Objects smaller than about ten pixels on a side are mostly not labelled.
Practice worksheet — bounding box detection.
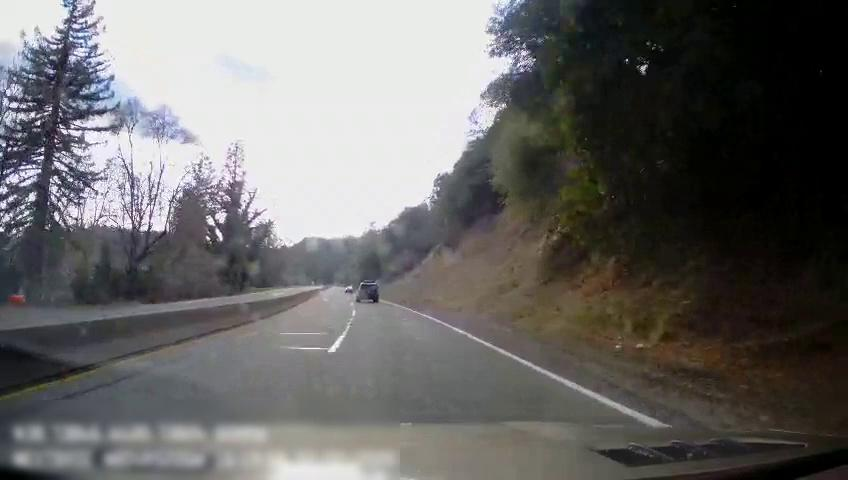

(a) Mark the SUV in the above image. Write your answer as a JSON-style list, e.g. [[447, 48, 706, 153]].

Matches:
[[355, 279, 380, 304]]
